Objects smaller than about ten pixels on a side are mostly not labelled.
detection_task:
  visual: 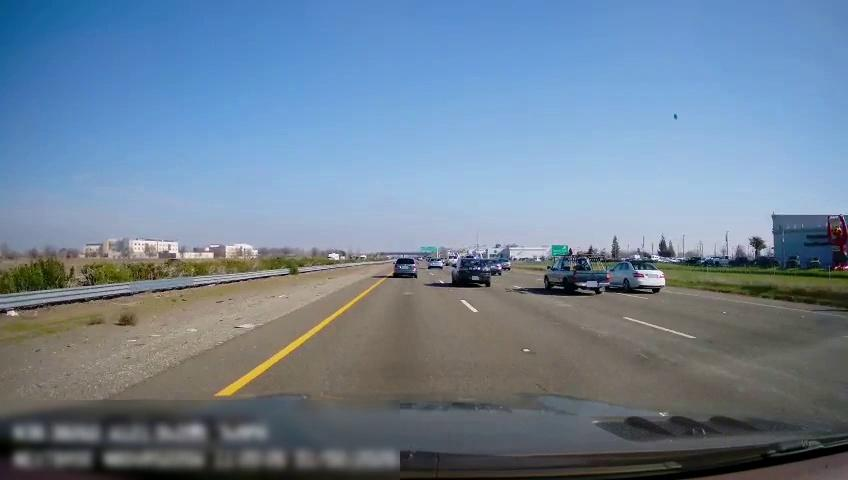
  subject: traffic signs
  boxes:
[420,246,437,253]
[551,244,569,257]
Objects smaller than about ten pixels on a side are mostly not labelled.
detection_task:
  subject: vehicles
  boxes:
[327,252,340,261]
[603,261,666,294]
[500,257,512,271]
[543,248,610,295]
[393,257,418,278]
[451,257,492,288]
[444,255,459,267]
[160,258,182,268]
[427,257,443,270]
[486,258,502,276]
